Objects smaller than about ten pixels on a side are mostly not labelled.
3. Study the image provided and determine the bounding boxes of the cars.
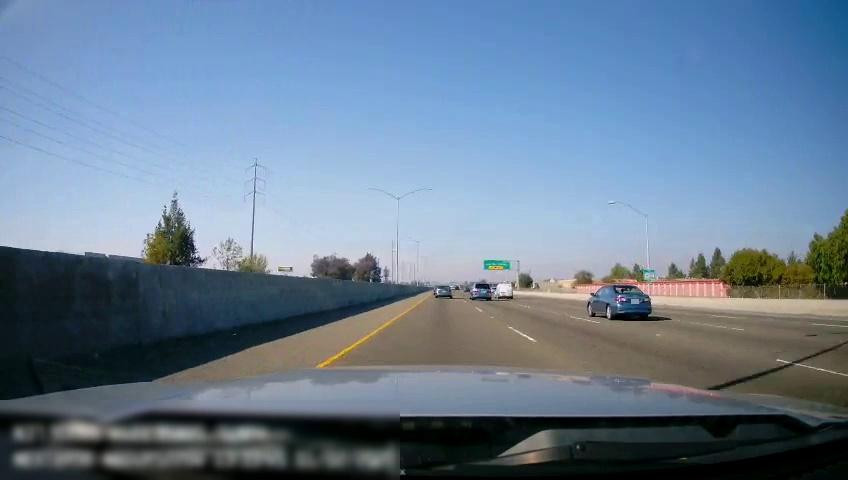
[586,284,652,321]
[435,285,452,299]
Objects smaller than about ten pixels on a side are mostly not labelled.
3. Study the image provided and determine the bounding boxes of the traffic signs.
[482,259,511,270]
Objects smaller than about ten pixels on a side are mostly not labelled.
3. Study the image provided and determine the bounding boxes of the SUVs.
[469,284,492,301]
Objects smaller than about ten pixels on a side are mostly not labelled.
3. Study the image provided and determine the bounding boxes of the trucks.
[494,284,513,300]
